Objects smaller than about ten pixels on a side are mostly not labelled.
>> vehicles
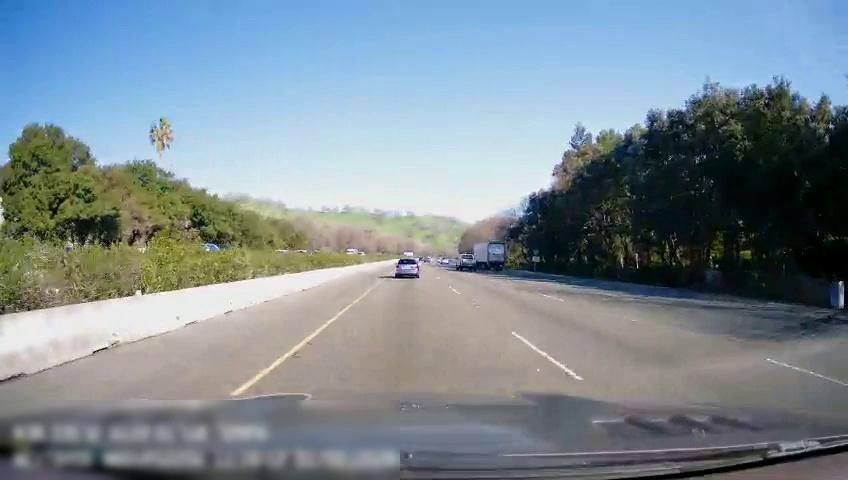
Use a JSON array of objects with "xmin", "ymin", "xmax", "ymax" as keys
[
  {"xmin": 274, "ymin": 249, "xmax": 289, "ymax": 255},
  {"xmin": 403, "ymin": 252, "xmax": 414, "ymax": 257},
  {"xmin": 345, "ymin": 248, "xmax": 359, "ymax": 255},
  {"xmin": 293, "ymin": 249, "xmax": 308, "ymax": 256},
  {"xmin": 455, "ymin": 253, "xmax": 477, "ymax": 272},
  {"xmin": 395, "ymin": 258, "xmax": 420, "ymax": 278},
  {"xmin": 200, "ymin": 243, "xmax": 222, "ymax": 253},
  {"xmin": 472, "ymin": 240, "xmax": 508, "ymax": 272}
]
